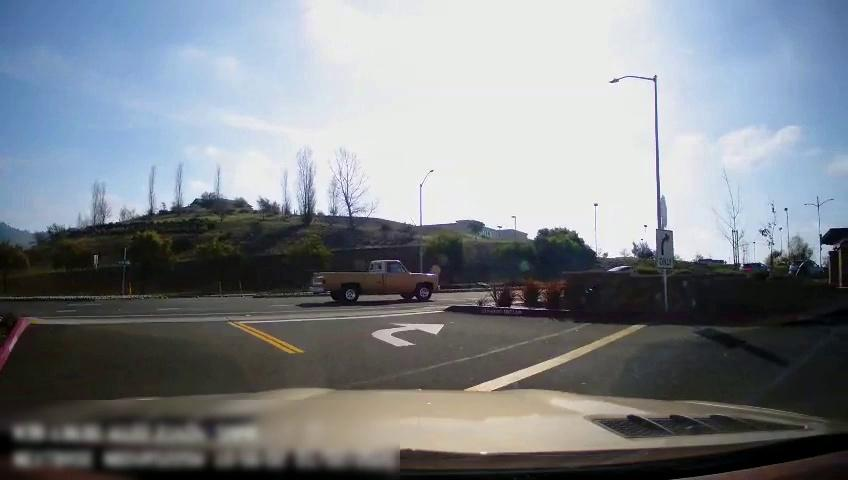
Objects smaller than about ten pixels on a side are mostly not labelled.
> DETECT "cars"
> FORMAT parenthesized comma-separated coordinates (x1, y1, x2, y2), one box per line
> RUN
(608, 264, 632, 273)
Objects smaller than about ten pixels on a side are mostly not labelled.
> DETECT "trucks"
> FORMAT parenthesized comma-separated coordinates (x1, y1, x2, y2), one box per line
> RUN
(312, 259, 440, 304)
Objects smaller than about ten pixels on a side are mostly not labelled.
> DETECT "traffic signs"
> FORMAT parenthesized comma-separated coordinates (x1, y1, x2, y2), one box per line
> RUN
(658, 196, 668, 227)
(656, 231, 676, 270)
